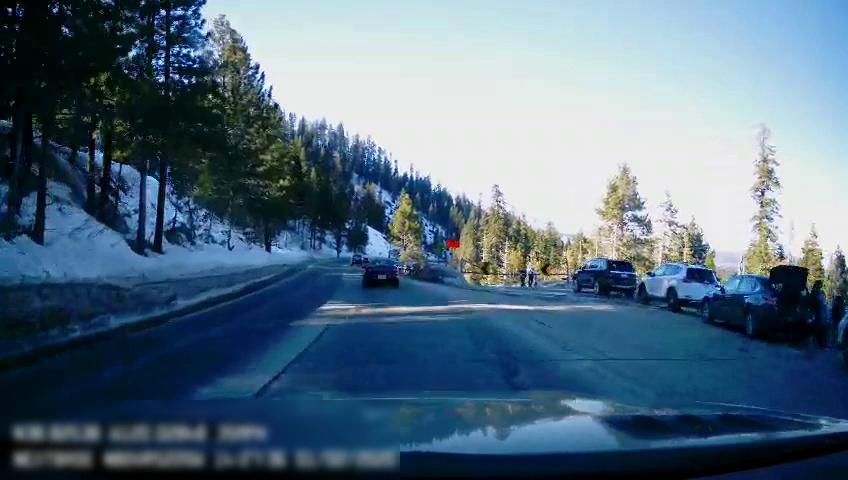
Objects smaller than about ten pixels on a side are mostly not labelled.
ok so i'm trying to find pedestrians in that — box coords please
[520,270,527,287]
[528,270,535,289]
[812,279,825,342]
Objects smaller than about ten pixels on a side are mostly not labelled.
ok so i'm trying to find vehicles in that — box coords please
[636,263,721,307]
[699,264,822,340]
[837,308,848,350]
[575,258,635,295]
[351,252,366,265]
[359,257,400,290]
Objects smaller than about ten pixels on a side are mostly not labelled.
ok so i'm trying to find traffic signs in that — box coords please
[476,262,493,274]
[536,262,553,275]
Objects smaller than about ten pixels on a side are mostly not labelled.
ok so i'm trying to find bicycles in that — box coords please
[533,276,540,288]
